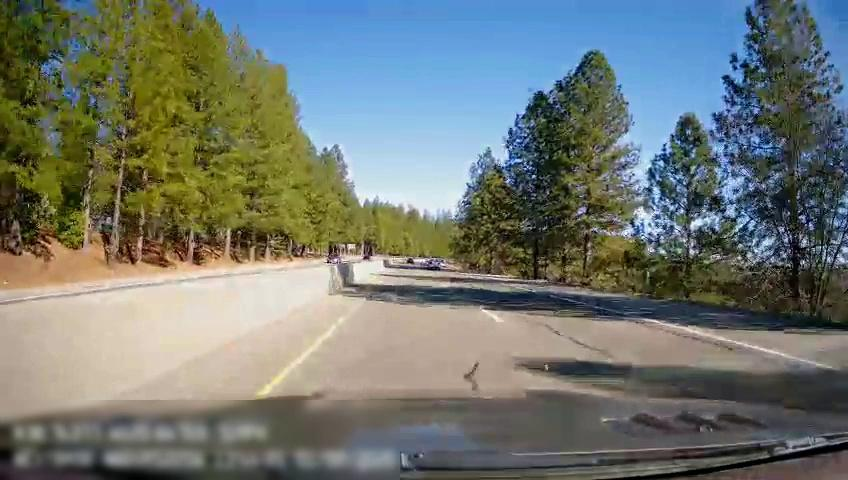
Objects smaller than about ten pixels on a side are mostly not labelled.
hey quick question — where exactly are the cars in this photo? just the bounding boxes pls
[424,258,441,271]
[326,253,344,265]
